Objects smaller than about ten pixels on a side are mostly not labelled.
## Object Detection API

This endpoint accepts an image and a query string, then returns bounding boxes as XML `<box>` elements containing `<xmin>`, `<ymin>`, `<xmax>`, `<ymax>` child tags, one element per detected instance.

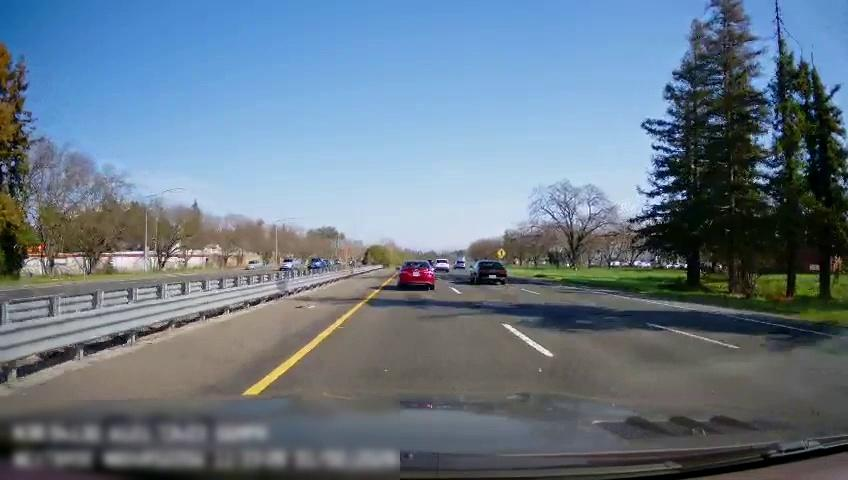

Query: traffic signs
<box><xmin>495</xmin><ymin>247</ymin><xmax>508</xmax><ymax>261</ymax></box>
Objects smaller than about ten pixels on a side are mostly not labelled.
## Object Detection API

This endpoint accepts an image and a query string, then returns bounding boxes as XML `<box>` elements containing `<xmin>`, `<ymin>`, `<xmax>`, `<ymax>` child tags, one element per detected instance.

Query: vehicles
<box><xmin>279</xmin><ymin>258</ymin><xmax>298</xmax><ymax>272</ymax></box>
<box><xmin>464</xmin><ymin>259</ymin><xmax>507</xmax><ymax>287</ymax></box>
<box><xmin>395</xmin><ymin>260</ymin><xmax>437</xmax><ymax>290</ymax></box>
<box><xmin>307</xmin><ymin>258</ymin><xmax>326</xmax><ymax>271</ymax></box>
<box><xmin>433</xmin><ymin>257</ymin><xmax>451</xmax><ymax>273</ymax></box>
